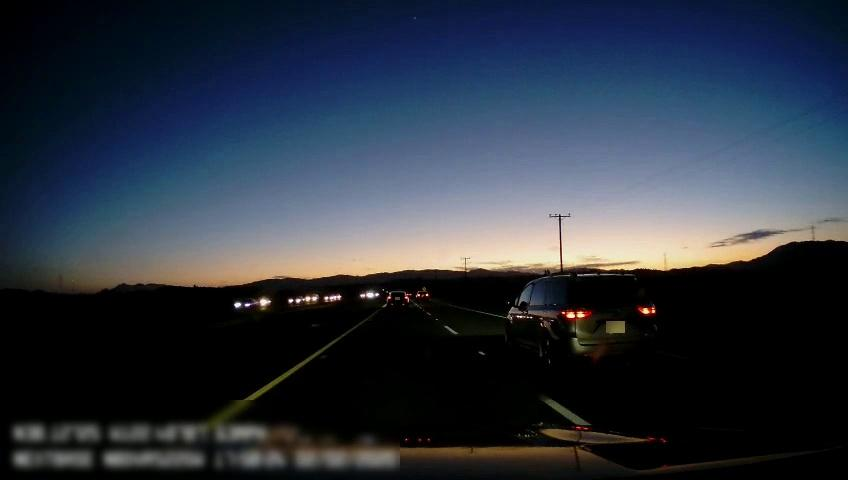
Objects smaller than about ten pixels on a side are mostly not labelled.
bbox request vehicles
[386,290,410,309]
[287,294,305,305]
[503,273,658,369]
[304,294,320,304]
[415,290,431,302]
[233,297,255,310]
[255,297,273,309]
